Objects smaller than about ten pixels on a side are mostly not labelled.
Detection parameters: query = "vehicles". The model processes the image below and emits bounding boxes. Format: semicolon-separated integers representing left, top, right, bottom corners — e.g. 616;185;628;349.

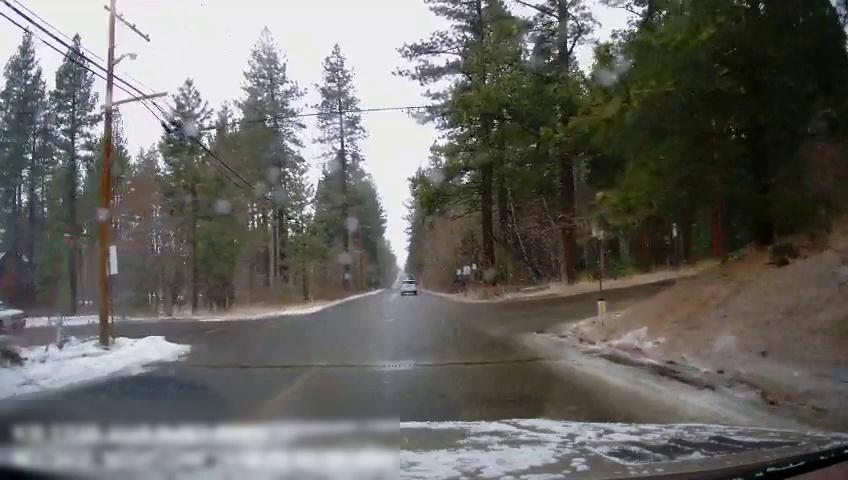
0;300;26;337
398;278;418;296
